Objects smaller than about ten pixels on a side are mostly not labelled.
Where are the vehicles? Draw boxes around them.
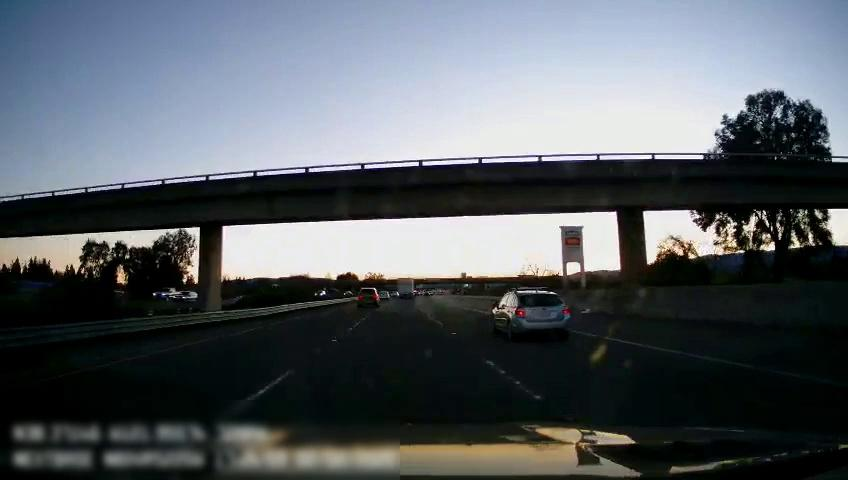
[357,288,380,309]
[378,290,390,301]
[314,289,327,297]
[172,291,198,303]
[398,278,413,300]
[152,287,181,302]
[489,291,570,344]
